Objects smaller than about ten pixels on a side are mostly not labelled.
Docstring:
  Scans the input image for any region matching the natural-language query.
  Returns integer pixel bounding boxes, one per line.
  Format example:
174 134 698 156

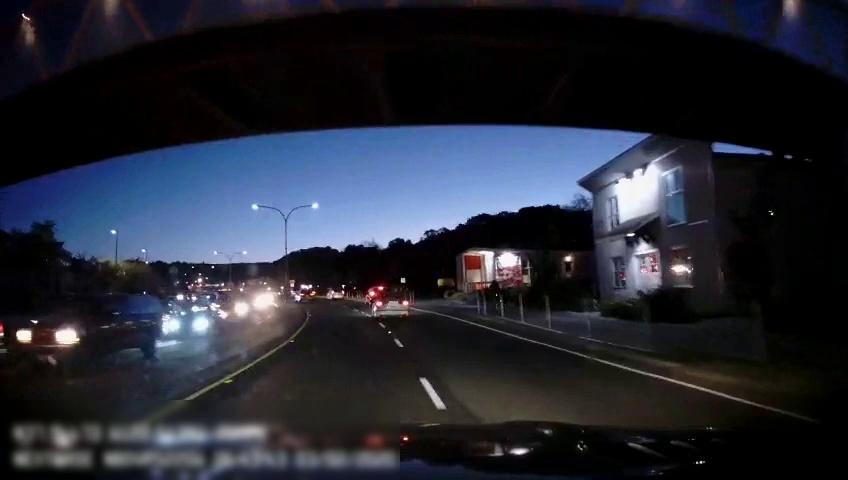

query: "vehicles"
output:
326 288 345 301
295 288 316 303
365 285 390 305
165 301 226 339
13 289 165 377
370 291 409 320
